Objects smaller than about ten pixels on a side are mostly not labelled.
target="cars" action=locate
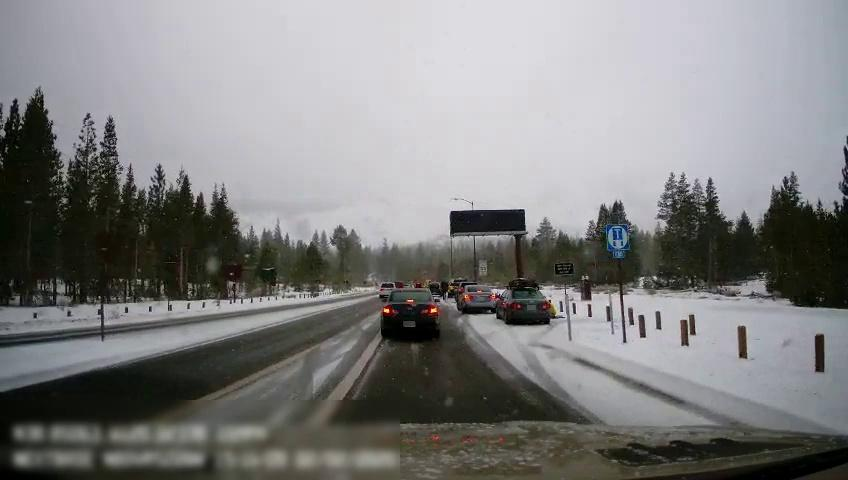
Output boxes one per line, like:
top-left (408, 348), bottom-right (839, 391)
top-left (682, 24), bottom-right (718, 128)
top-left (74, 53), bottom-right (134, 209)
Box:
top-left (455, 284), bottom-right (497, 313)
top-left (494, 276), bottom-right (551, 325)
top-left (380, 287), bottom-right (441, 340)
top-left (429, 283), bottom-right (442, 295)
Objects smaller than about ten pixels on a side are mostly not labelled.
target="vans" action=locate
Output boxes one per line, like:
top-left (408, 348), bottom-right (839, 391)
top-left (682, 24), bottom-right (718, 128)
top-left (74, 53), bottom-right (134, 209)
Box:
top-left (379, 281), bottom-right (395, 297)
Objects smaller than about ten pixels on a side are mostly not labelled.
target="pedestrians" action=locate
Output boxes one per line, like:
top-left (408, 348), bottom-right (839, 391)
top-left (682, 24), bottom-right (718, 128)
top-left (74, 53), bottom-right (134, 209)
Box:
top-left (439, 280), bottom-right (446, 300)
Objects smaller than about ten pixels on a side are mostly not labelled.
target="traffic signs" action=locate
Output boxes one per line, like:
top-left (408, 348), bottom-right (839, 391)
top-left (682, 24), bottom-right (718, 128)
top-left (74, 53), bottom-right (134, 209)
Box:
top-left (478, 258), bottom-right (488, 277)
top-left (605, 223), bottom-right (631, 252)
top-left (612, 250), bottom-right (625, 259)
top-left (552, 261), bottom-right (576, 277)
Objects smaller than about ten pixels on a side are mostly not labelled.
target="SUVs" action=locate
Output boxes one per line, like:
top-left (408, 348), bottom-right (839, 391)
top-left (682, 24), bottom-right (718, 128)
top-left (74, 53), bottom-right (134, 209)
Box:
top-left (447, 277), bottom-right (468, 298)
top-left (453, 282), bottom-right (479, 302)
